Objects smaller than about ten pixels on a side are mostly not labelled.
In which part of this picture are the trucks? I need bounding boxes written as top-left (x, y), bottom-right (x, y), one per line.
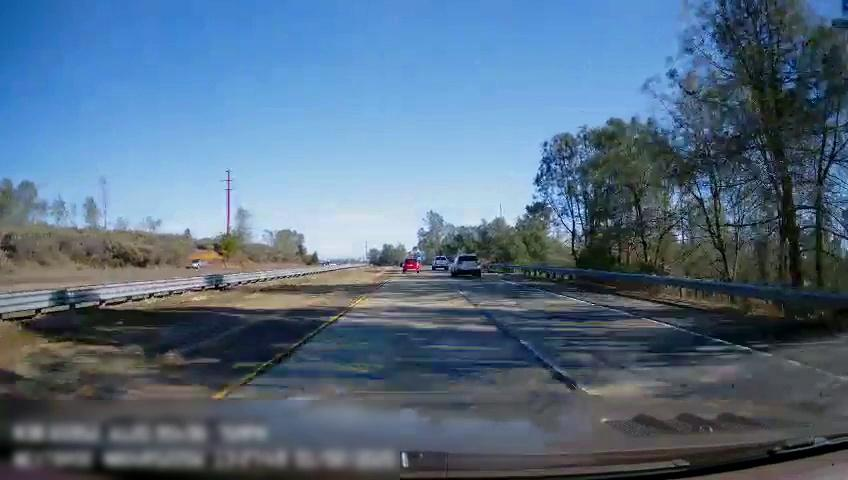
top-left (432, 255), bottom-right (449, 272)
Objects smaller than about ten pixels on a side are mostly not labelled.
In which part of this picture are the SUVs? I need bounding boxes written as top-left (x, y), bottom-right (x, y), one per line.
top-left (449, 253), bottom-right (482, 279)
top-left (402, 257), bottom-right (421, 274)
